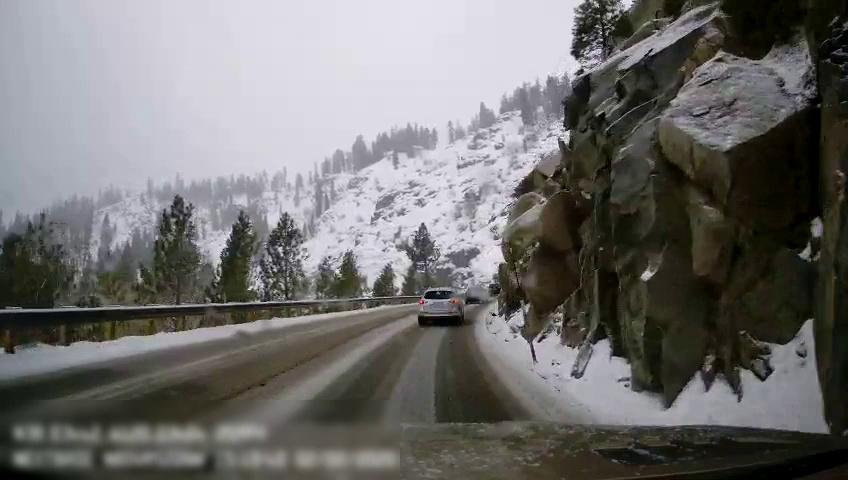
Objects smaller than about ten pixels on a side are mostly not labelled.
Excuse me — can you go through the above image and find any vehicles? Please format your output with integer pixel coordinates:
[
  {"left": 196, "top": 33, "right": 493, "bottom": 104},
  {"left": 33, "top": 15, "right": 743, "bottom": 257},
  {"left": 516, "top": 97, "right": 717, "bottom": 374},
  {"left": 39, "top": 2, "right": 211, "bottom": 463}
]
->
[
  {"left": 464, "top": 286, "right": 489, "bottom": 305},
  {"left": 417, "top": 287, "right": 465, "bottom": 326},
  {"left": 488, "top": 283, "right": 500, "bottom": 296}
]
